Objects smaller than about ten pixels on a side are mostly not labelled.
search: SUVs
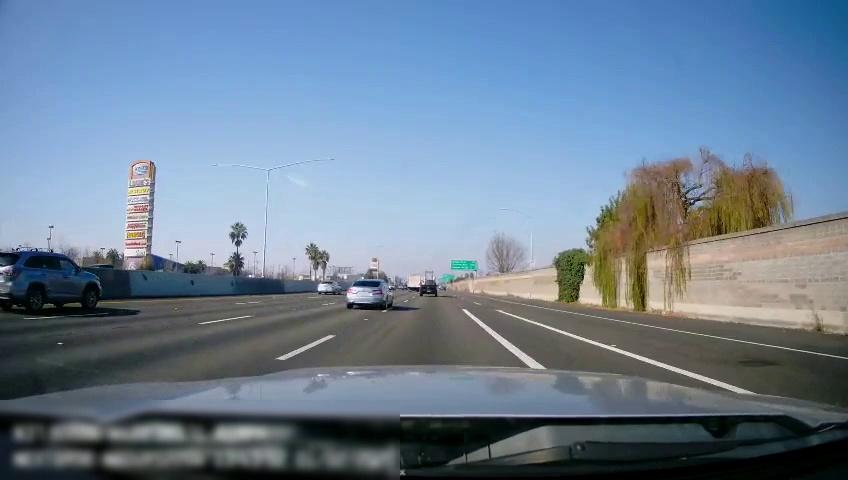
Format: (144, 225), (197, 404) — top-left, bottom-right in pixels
(317, 279), (342, 295)
(0, 251), (103, 316)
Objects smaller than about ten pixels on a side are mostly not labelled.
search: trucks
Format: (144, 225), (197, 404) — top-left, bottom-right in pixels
(407, 272), (421, 292)
(419, 279), (437, 296)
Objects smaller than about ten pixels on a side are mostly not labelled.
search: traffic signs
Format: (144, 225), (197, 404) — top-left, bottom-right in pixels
(450, 259), (479, 271)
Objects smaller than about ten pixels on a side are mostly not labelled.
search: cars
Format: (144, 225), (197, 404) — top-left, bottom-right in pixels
(346, 279), (395, 309)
